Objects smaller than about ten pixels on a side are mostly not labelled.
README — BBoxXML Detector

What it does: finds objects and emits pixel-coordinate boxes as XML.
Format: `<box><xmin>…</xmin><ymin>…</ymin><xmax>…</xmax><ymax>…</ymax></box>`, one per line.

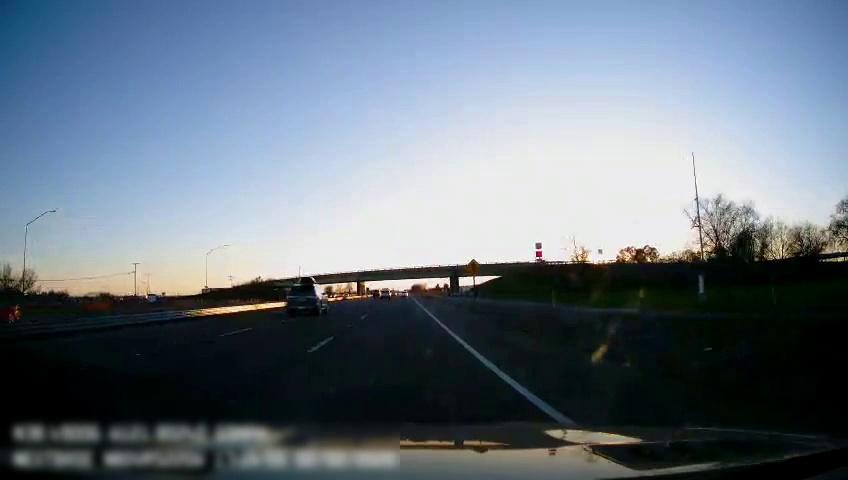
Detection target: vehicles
<box><xmin>380</xmin><ymin>290</ymin><xmax>391</xmax><ymax>300</ymax></box>
<box><xmin>0</xmin><ymin>303</ymin><xmax>21</xmax><ymax>324</ymax></box>
<box><xmin>286</xmin><ymin>275</ymin><xmax>329</xmax><ymax>317</ymax></box>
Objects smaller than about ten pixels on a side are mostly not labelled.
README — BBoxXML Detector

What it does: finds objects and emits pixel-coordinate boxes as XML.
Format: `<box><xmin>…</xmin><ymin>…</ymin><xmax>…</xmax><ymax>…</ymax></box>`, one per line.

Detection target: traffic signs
<box><xmin>466</xmin><ymin>257</ymin><xmax>482</xmax><ymax>277</ymax></box>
